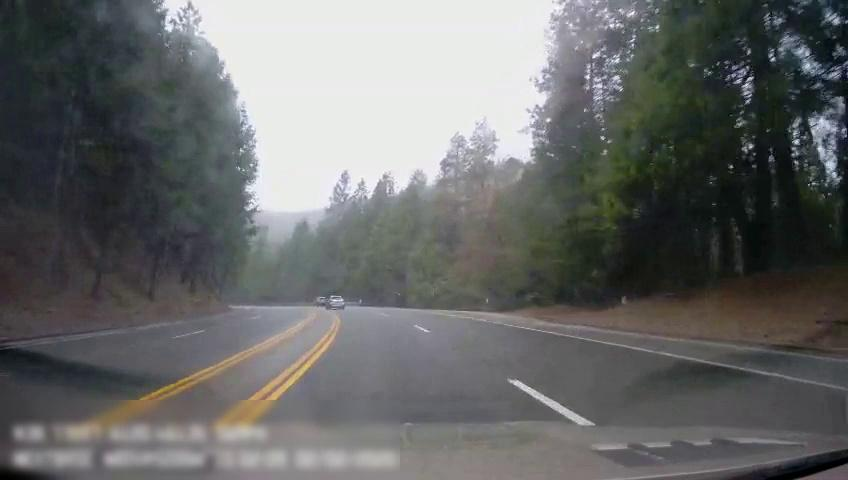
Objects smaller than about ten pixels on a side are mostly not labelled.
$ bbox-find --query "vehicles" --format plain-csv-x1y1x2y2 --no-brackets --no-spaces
325,294,345,310
314,296,326,306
